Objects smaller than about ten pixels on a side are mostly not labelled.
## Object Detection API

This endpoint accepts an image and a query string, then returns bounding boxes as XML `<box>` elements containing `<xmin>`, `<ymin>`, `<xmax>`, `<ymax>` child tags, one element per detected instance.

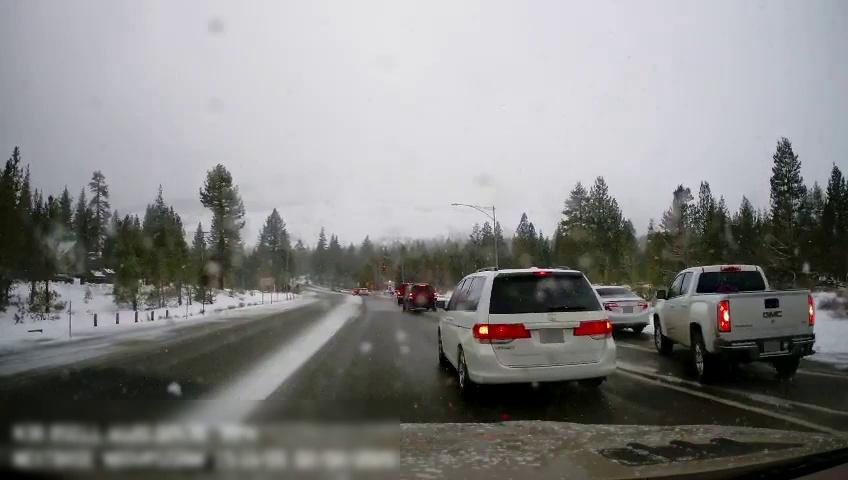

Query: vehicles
<box><xmin>649</xmin><ymin>264</ymin><xmax>817</xmax><ymax>383</ymax></box>
<box><xmin>593</xmin><ymin>286</ymin><xmax>652</xmax><ymax>333</ymax></box>
<box><xmin>433</xmin><ymin>266</ymin><xmax>618</xmax><ymax>391</ymax></box>
<box><xmin>402</xmin><ymin>285</ymin><xmax>438</xmax><ymax>313</ymax></box>
<box><xmin>383</xmin><ymin>280</ymin><xmax>395</xmax><ymax>295</ymax></box>
<box><xmin>395</xmin><ymin>283</ymin><xmax>406</xmax><ymax>306</ymax></box>
<box><xmin>357</xmin><ymin>288</ymin><xmax>369</xmax><ymax>296</ymax></box>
